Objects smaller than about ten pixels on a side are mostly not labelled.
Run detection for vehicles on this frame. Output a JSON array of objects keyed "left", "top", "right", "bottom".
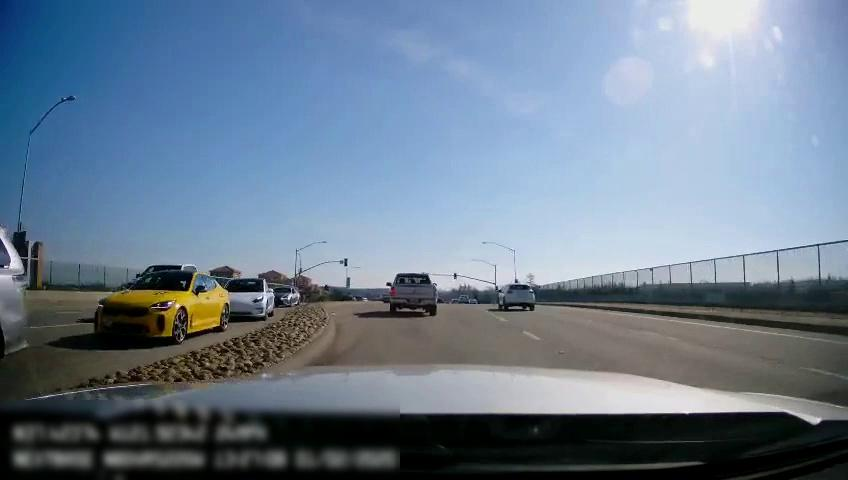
[
  {"left": 126, "top": 264, "right": 202, "bottom": 290},
  {"left": 222, "top": 278, "right": 275, "bottom": 322},
  {"left": 351, "top": 295, "right": 368, "bottom": 302},
  {"left": 496, "top": 283, "right": 536, "bottom": 312},
  {"left": 386, "top": 272, "right": 439, "bottom": 317},
  {"left": 272, "top": 286, "right": 301, "bottom": 308},
  {"left": 330, "top": 293, "right": 357, "bottom": 302},
  {"left": 0, "top": 230, "right": 29, "bottom": 359},
  {"left": 93, "top": 270, "right": 232, "bottom": 348}
]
